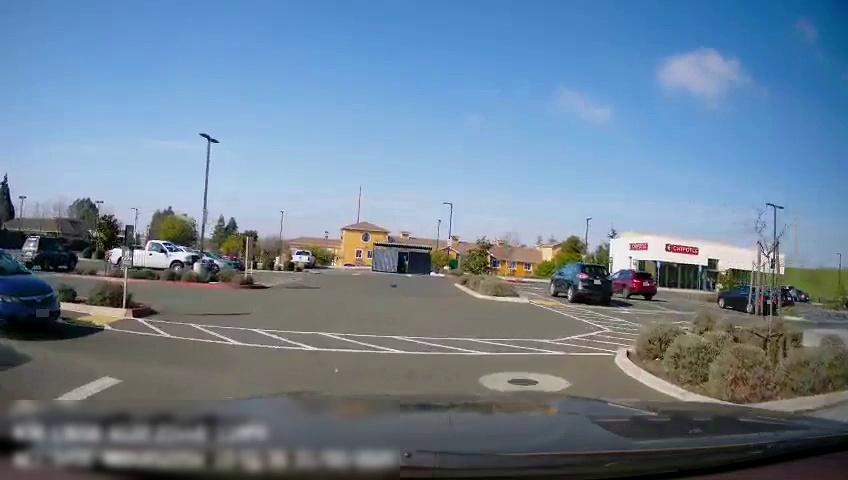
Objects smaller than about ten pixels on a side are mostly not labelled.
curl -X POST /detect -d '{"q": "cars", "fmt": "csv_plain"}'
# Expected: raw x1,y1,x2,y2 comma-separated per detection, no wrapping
717,287,779,315
0,249,60,333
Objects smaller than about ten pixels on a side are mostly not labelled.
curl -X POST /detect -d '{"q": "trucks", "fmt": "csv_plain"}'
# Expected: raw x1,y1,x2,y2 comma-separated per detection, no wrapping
109,239,196,271
293,249,314,265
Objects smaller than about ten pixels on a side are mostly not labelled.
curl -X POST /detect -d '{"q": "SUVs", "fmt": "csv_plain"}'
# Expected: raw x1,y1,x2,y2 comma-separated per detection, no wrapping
550,261,612,303
612,268,657,300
